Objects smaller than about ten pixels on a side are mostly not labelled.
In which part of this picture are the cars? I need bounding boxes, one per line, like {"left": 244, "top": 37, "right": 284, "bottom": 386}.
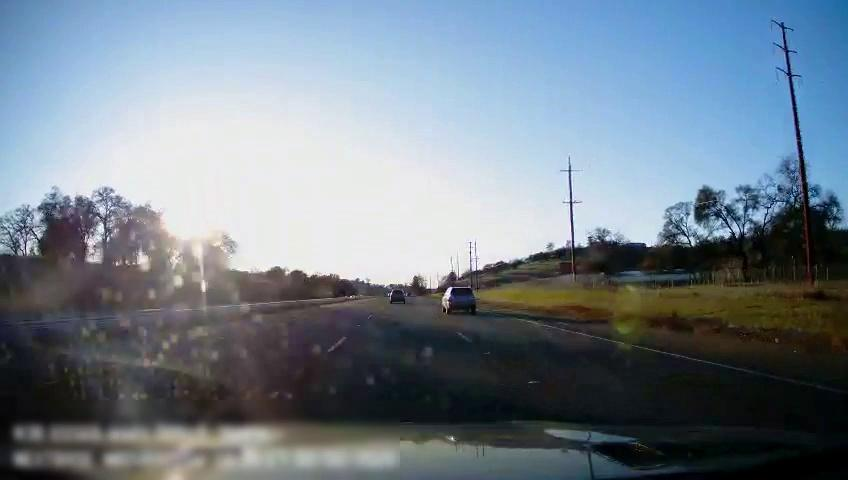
{"left": 389, "top": 287, "right": 406, "bottom": 305}
{"left": 442, "top": 286, "right": 476, "bottom": 316}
